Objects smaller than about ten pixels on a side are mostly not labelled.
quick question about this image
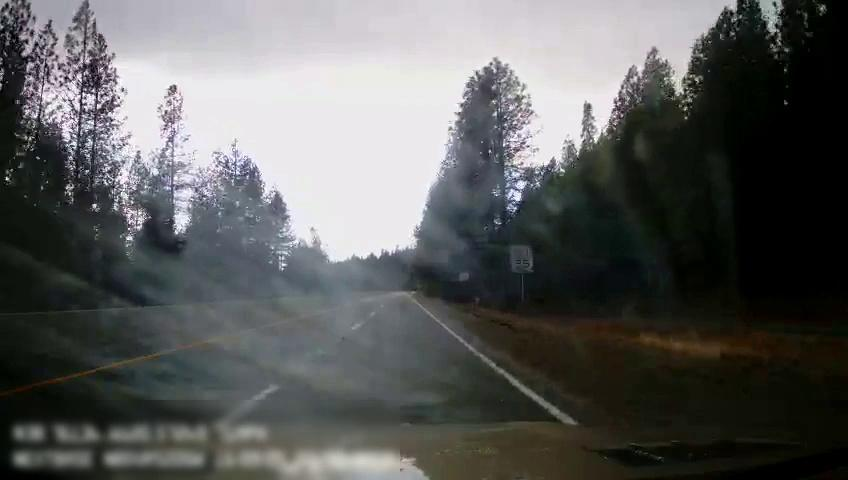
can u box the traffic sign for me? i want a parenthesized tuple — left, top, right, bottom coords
(510, 244, 534, 273)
